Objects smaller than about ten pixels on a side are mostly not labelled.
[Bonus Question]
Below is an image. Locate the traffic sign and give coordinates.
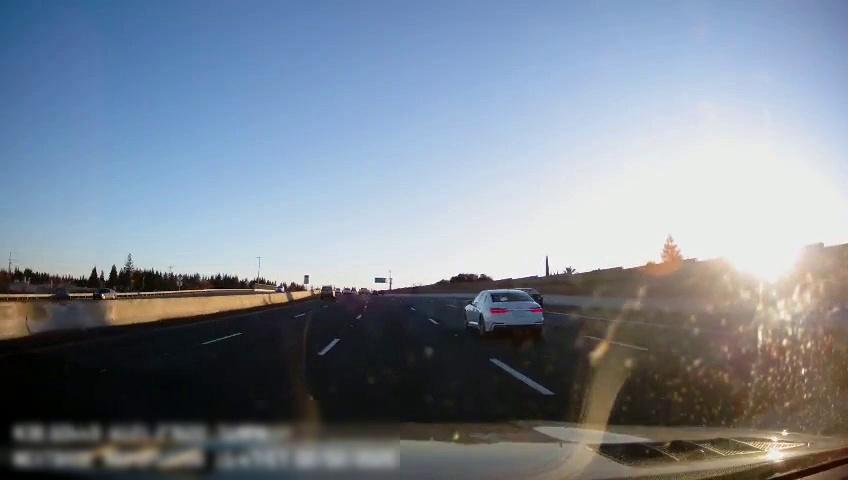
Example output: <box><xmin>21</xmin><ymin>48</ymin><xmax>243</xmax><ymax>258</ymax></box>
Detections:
<box><xmin>374</xmin><ymin>277</ymin><xmax>386</xmax><ymax>283</ymax></box>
